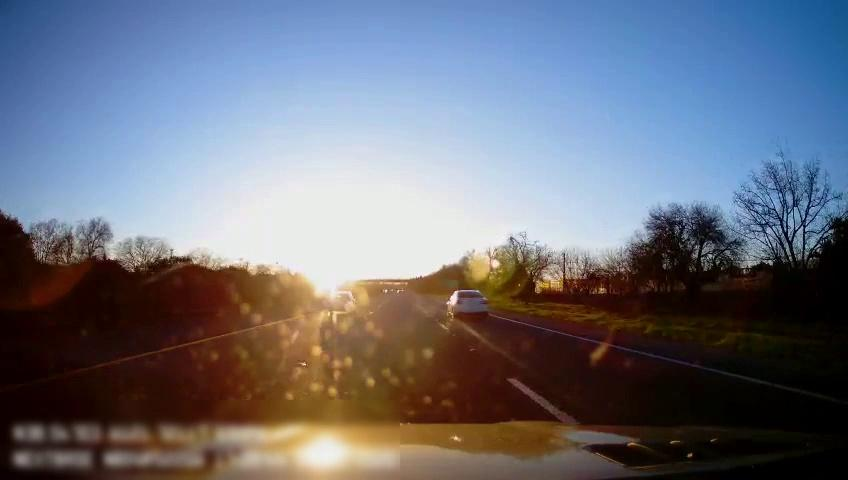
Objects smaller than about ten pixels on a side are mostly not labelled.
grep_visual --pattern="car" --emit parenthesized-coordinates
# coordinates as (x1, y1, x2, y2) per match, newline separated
(446, 290, 488, 319)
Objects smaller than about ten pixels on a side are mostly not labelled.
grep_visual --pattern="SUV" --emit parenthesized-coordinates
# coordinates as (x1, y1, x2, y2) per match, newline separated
(328, 291, 356, 316)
